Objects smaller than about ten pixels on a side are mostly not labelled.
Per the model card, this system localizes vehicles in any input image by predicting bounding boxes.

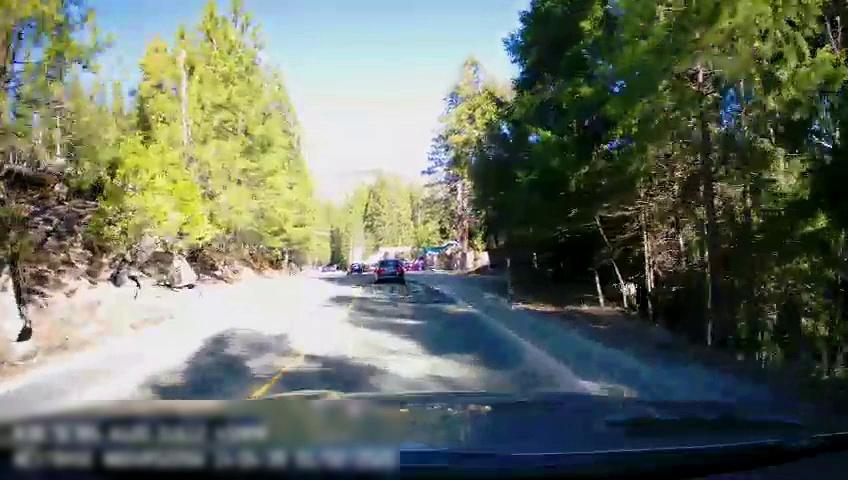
[400,263,421,273]
[349,262,364,274]
[374,258,405,282]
